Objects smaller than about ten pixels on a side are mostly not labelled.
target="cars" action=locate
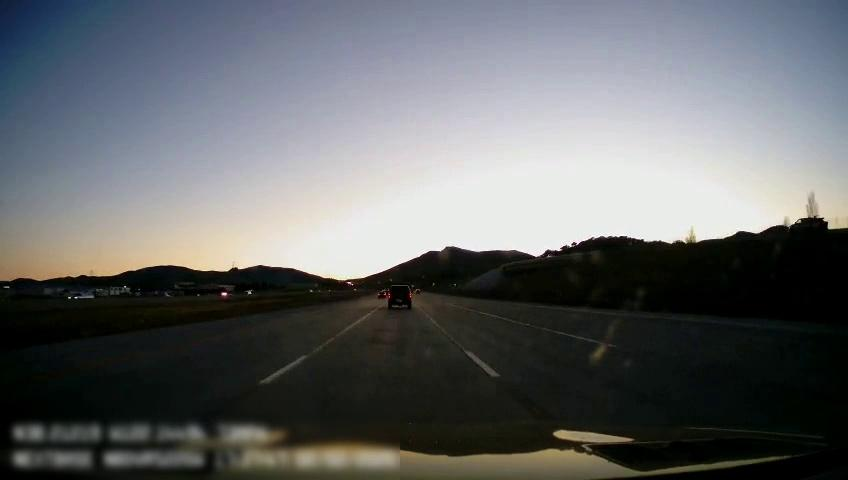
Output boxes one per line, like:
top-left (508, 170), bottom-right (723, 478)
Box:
top-left (67, 291), bottom-right (95, 300)
top-left (387, 284), bottom-right (413, 309)
top-left (377, 291), bottom-right (387, 299)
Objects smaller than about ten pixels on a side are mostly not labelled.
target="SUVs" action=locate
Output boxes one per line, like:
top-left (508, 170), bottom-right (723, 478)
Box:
top-left (788, 216), bottom-right (828, 236)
